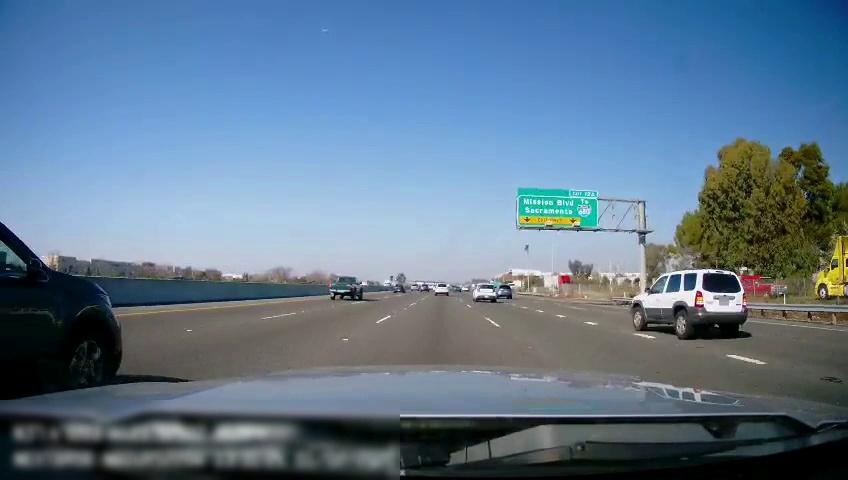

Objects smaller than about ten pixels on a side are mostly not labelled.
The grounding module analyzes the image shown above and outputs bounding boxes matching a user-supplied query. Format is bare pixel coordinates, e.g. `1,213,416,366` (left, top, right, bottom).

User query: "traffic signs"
515,186,600,231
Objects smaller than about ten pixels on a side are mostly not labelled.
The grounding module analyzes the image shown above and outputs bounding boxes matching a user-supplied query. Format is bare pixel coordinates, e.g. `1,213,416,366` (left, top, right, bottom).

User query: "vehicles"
493,284,513,299
393,283,406,294
0,220,124,402
629,267,748,341
733,274,789,300
814,235,848,301
502,280,517,290
434,282,449,296
329,276,364,301
543,275,574,289
472,283,497,303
